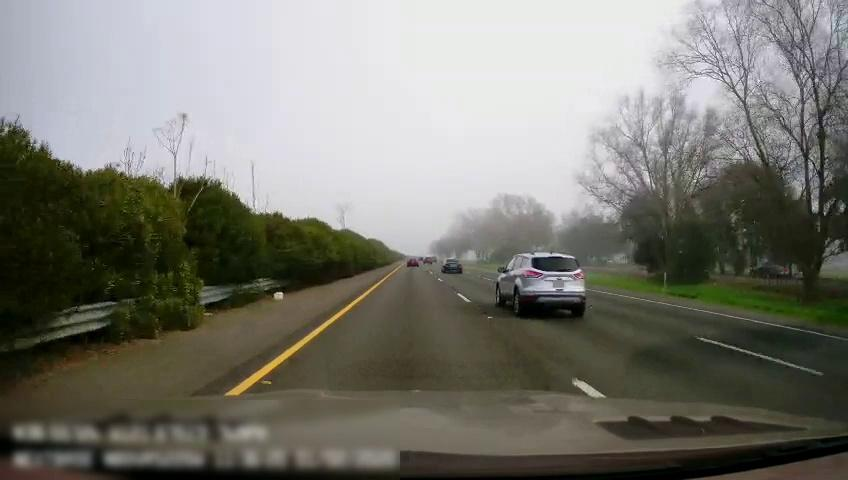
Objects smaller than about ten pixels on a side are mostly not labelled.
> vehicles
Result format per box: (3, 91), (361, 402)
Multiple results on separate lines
(405, 258), (420, 269)
(494, 252), (586, 317)
(442, 261), (462, 273)
(750, 262), (788, 279)
(423, 256), (433, 265)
